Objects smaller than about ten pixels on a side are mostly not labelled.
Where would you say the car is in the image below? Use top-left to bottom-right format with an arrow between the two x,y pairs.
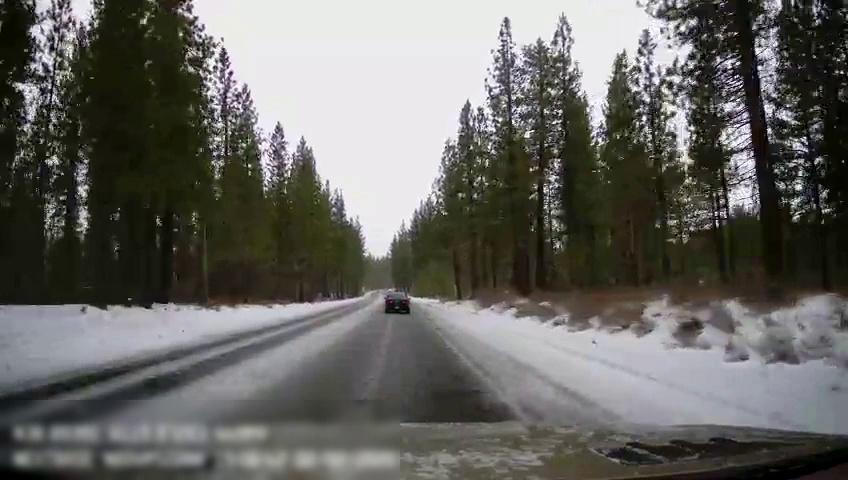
384,289 -> 411,314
